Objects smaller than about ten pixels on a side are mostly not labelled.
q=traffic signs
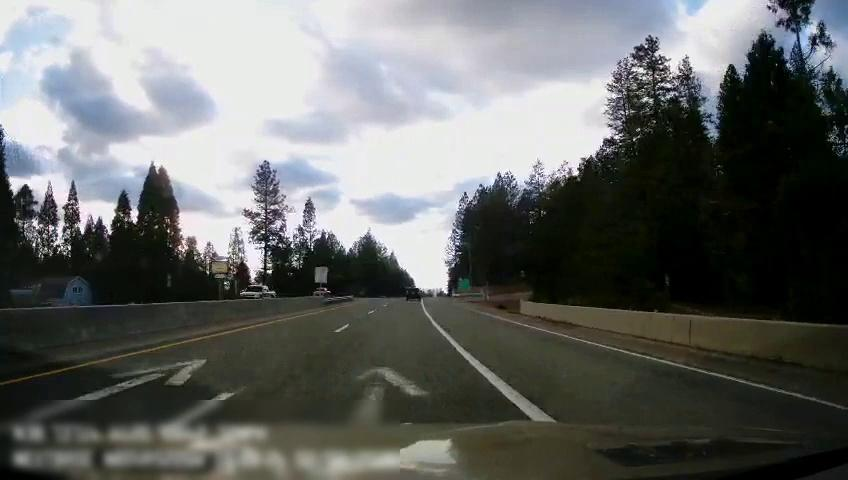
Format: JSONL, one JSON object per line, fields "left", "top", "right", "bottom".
{"left": 457, "top": 278, "right": 471, "bottom": 286}
{"left": 457, "top": 285, "right": 471, "bottom": 292}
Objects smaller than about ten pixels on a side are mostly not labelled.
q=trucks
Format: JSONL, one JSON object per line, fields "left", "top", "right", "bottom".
{"left": 312, "top": 287, "right": 331, "bottom": 297}
{"left": 238, "top": 284, "right": 277, "bottom": 300}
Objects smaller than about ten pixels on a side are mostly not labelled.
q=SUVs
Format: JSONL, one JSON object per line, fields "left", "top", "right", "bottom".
{"left": 404, "top": 288, "right": 420, "bottom": 303}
